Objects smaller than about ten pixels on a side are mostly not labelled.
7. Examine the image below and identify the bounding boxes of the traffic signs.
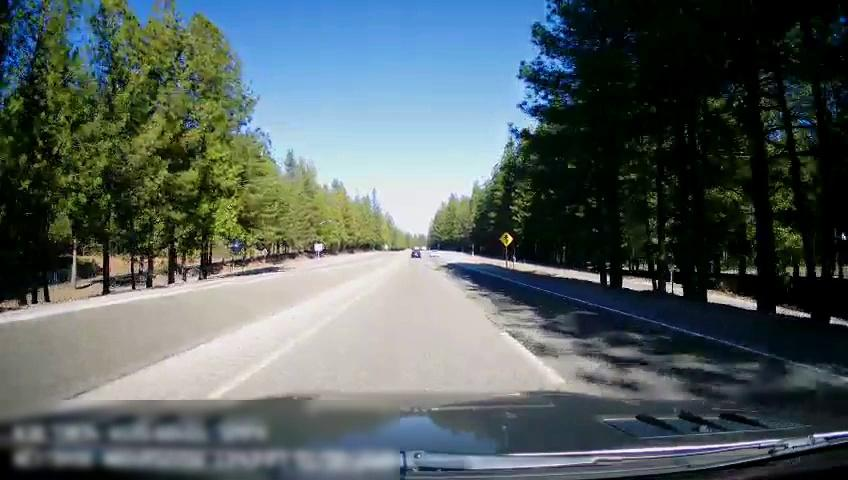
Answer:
[498,231,514,247]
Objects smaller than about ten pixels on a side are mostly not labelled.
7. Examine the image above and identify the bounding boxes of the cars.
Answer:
[429,249,440,258]
[410,249,422,259]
